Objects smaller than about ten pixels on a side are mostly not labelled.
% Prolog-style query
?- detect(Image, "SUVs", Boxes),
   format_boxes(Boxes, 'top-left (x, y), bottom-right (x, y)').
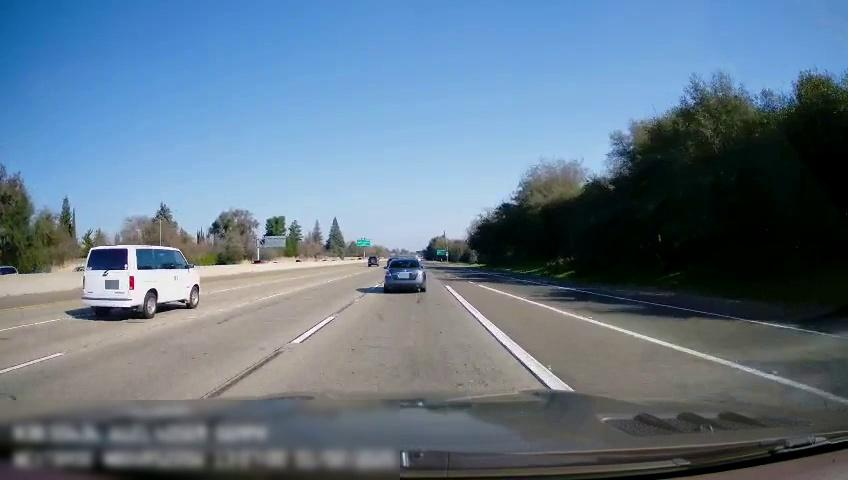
top-left (367, 255), bottom-right (381, 268)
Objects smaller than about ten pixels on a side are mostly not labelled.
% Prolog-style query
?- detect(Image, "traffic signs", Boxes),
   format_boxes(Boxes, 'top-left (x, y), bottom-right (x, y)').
top-left (356, 239), bottom-right (371, 248)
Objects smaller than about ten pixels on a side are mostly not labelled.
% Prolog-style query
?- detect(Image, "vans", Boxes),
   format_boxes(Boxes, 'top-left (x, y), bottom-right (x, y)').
top-left (81, 245), bottom-right (201, 322)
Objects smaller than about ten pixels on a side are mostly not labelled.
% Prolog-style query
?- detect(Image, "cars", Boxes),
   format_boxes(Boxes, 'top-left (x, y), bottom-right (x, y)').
top-left (0, 265), bottom-right (19, 275)
top-left (383, 258), bottom-right (427, 293)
